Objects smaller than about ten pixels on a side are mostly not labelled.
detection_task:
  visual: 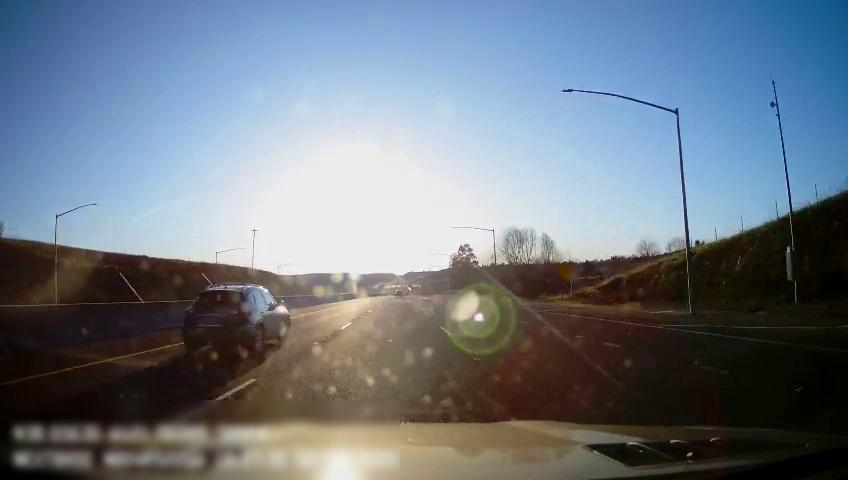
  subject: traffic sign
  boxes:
[553,261,577,281]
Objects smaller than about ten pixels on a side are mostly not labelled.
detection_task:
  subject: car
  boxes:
[182,285,291,357]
